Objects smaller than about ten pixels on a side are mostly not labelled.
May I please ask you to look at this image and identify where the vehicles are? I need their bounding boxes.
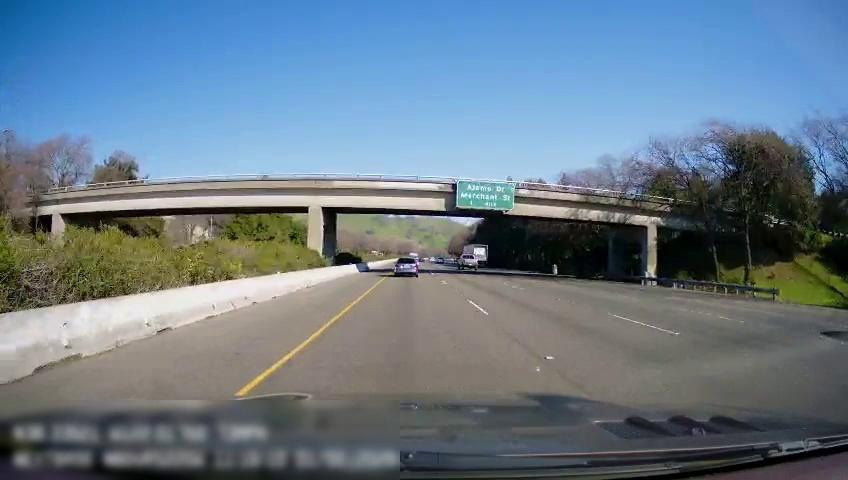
[462,243,489,268]
[393,257,418,278]
[408,252,419,257]
[456,253,479,271]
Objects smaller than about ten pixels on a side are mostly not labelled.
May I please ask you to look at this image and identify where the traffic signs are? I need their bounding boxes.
[455,179,515,209]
